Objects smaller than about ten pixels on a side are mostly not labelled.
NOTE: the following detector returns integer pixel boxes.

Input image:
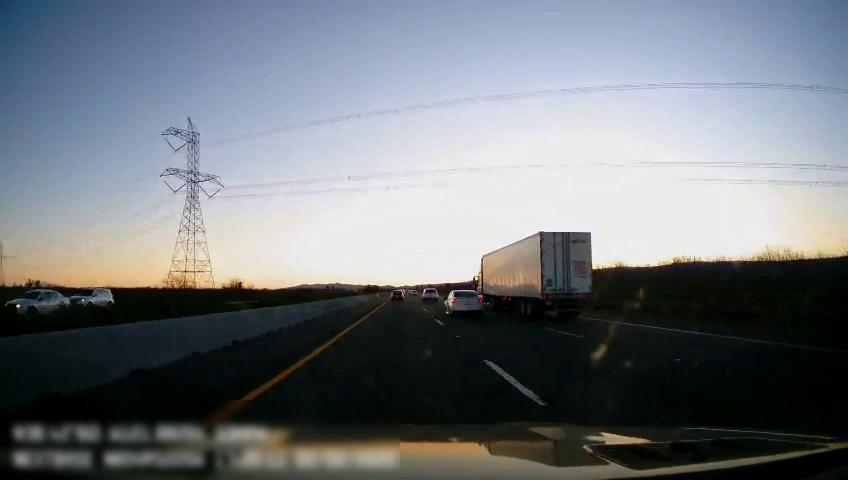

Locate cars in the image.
[2,288,72,320]
[444,290,485,316]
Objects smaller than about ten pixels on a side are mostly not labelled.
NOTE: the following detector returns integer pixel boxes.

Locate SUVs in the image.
[389,290,405,303]
[421,288,440,303]
[68,286,115,312]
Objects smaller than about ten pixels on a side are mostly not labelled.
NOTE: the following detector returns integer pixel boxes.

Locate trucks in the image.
[471,230,594,321]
